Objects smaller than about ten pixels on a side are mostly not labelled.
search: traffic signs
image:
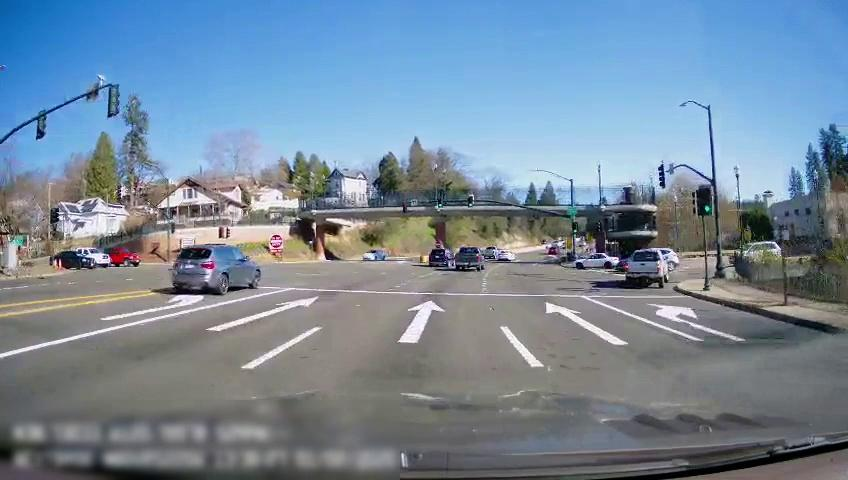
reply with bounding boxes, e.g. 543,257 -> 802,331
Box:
269,233 -> 284,255
564,208 -> 577,215
87,82 -> 101,101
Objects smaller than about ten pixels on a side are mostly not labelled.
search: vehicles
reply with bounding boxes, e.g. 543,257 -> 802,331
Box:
659,248 -> 680,266
73,248 -> 111,267
624,248 -> 669,289
496,248 -> 514,260
615,259 -> 625,272
103,246 -> 143,267
480,246 -> 497,259
575,252 -> 620,269
454,247 -> 486,272
428,249 -> 455,267
171,244 -> 264,296
736,240 -> 782,263
360,248 -> 387,262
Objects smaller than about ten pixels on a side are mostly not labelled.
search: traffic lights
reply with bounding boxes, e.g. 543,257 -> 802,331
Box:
107,82 -> 121,117
50,208 -> 60,225
226,228 -> 232,239
594,220 -> 601,233
571,221 -> 578,235
658,164 -> 666,189
36,110 -> 47,140
437,199 -> 443,210
698,188 -> 713,217
691,191 -> 698,217
171,222 -> 176,233
401,199 -> 409,214
218,226 -> 224,239
467,194 -> 474,208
